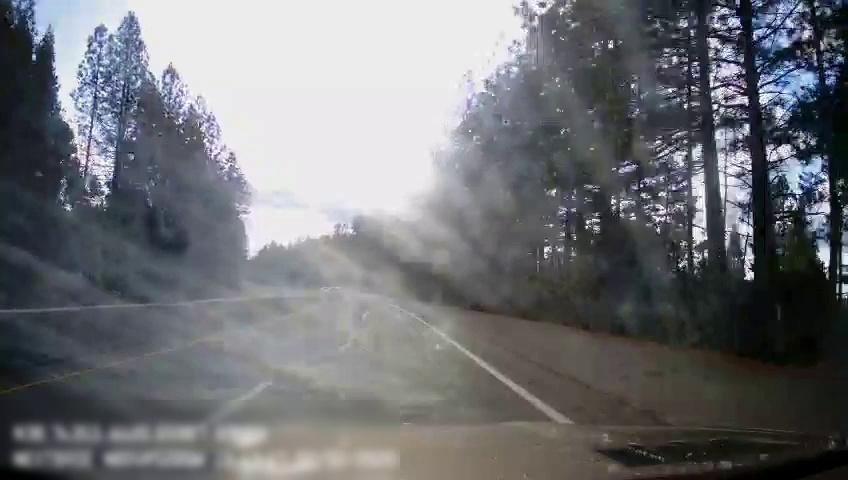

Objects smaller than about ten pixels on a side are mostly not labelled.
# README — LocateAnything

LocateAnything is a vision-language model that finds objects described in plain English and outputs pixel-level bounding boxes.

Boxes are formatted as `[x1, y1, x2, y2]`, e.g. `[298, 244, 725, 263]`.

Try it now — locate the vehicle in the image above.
[326, 288, 344, 304]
